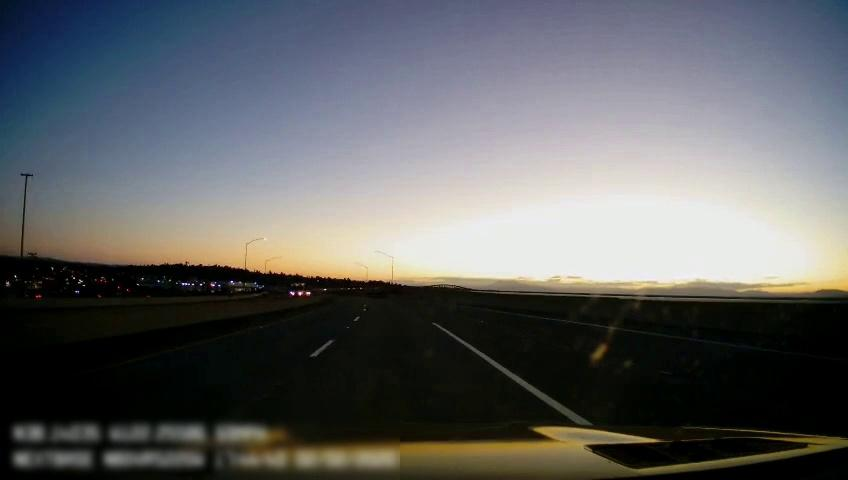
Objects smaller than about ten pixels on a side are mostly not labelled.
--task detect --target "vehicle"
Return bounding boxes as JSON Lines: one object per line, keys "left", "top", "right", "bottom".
{"left": 290, "top": 282, "right": 306, "bottom": 297}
